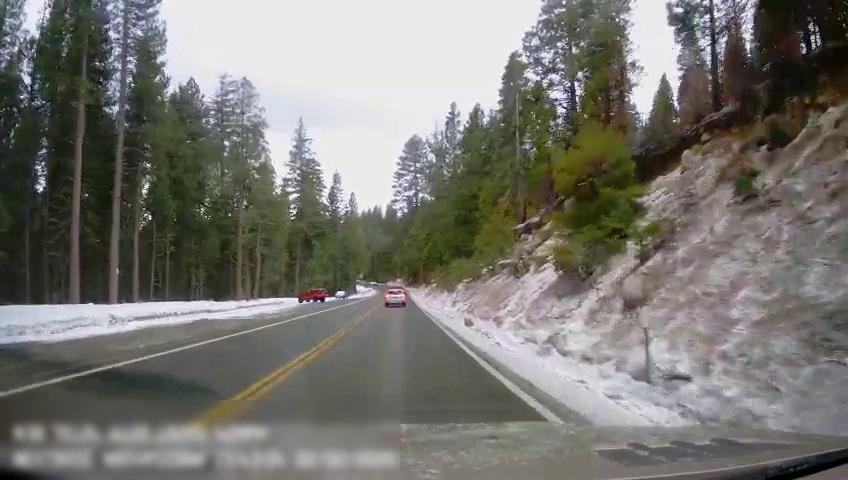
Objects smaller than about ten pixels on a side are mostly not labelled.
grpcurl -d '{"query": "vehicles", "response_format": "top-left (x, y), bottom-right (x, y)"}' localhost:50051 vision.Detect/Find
top-left (335, 290), bottom-right (348, 300)
top-left (298, 288), bottom-right (328, 304)
top-left (384, 287), bottom-right (406, 308)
